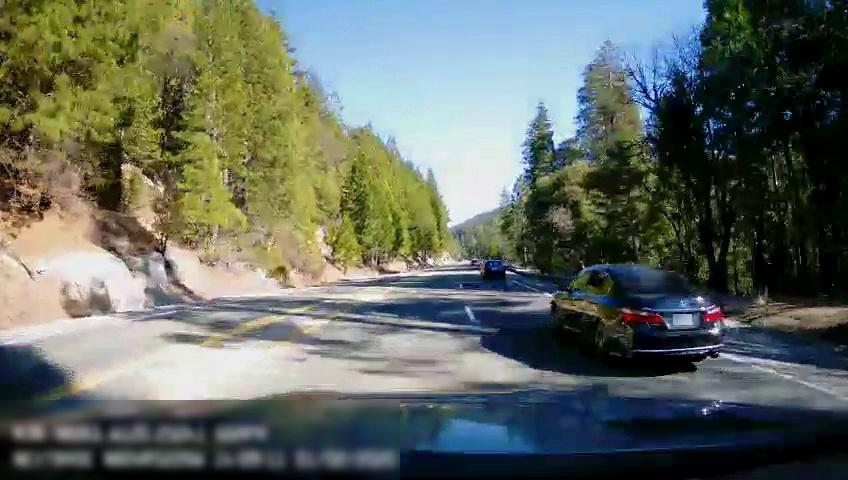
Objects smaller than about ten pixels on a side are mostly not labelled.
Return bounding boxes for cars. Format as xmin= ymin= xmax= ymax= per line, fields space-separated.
xmin=550 ymin=265 xmax=726 ymax=370
xmin=480 ymin=259 xmax=506 ymax=278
